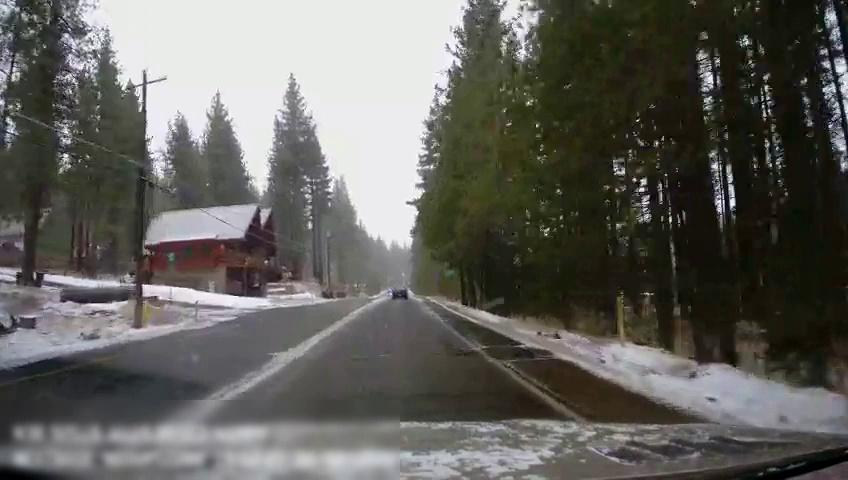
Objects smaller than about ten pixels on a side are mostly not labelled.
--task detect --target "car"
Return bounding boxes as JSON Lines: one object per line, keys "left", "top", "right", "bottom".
{"left": 391, "top": 289, "right": 409, "bottom": 300}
